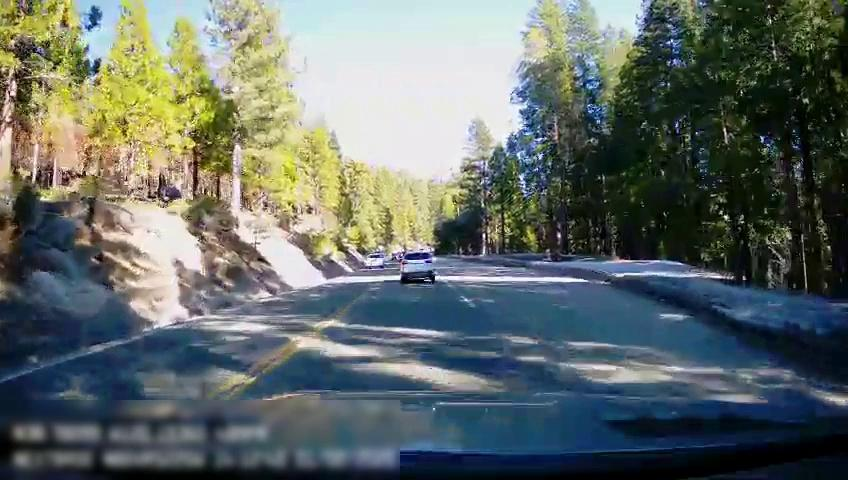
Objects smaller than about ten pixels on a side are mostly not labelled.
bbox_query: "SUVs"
[367,253,385,269]
[400,250,437,284]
